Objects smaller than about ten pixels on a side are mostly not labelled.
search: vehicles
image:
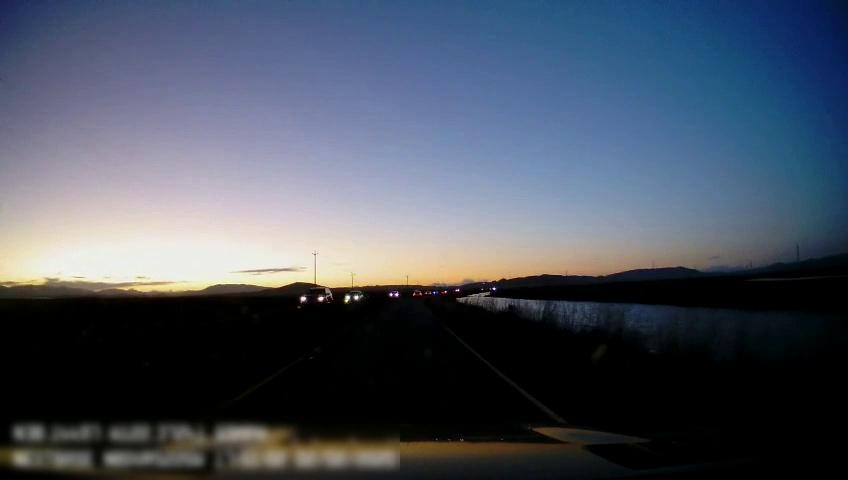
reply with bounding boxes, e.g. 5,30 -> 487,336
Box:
344,291 -> 363,304
298,287 -> 333,306
387,290 -> 400,299
412,289 -> 422,297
